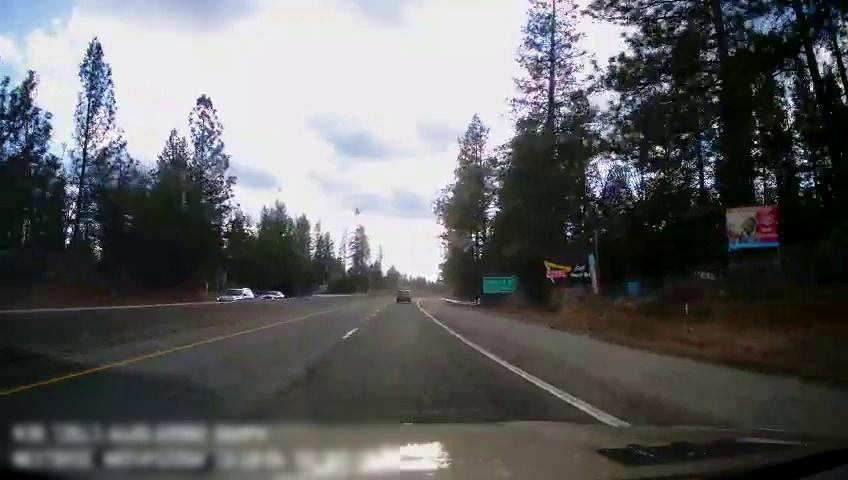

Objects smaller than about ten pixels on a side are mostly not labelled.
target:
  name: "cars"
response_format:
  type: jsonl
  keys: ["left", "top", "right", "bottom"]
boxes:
{"left": 260, "top": 290, "right": 286, "bottom": 300}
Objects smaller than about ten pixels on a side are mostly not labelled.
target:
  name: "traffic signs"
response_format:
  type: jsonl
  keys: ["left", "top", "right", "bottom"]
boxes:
{"left": 483, "top": 276, "right": 517, "bottom": 293}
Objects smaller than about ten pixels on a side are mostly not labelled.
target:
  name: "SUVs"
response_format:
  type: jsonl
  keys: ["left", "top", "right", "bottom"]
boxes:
{"left": 396, "top": 289, "right": 413, "bottom": 304}
{"left": 216, "top": 287, "right": 255, "bottom": 303}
